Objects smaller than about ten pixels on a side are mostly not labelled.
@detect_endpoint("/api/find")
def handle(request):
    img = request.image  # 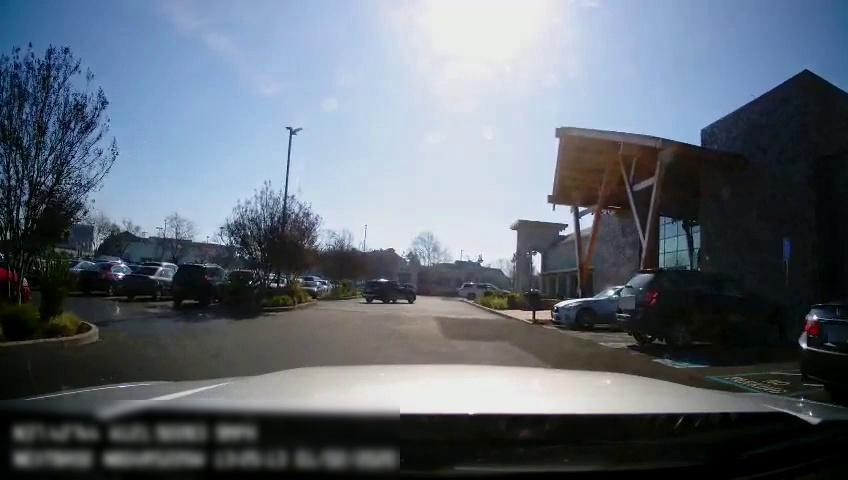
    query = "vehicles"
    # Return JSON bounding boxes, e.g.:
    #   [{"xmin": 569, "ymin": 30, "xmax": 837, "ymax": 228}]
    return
[
  {"xmin": 301, "ymin": 280, "xmax": 323, "ymax": 298},
  {"xmin": 143, "ymin": 262, "xmax": 180, "ymax": 272},
  {"xmin": 172, "ymin": 264, "xmax": 236, "ymax": 307},
  {"xmin": 80, "ymin": 261, "xmax": 139, "ymax": 296},
  {"xmin": 123, "ymin": 266, "xmax": 189, "ymax": 300},
  {"xmin": 314, "ymin": 280, "xmax": 335, "ymax": 292},
  {"xmin": 0, "ymin": 268, "xmax": 35, "ymax": 303},
  {"xmin": 460, "ymin": 280, "xmax": 511, "ymax": 301},
  {"xmin": 795, "ymin": 281, "xmax": 848, "ymax": 386},
  {"xmin": 227, "ymin": 270, "xmax": 264, "ymax": 286},
  {"xmin": 551, "ymin": 286, "xmax": 640, "ymax": 332},
  {"xmin": 364, "ymin": 279, "xmax": 418, "ymax": 305},
  {"xmin": 69, "ymin": 260, "xmax": 106, "ymax": 281},
  {"xmin": 615, "ymin": 269, "xmax": 788, "ymax": 349},
  {"xmin": 268, "ymin": 277, "xmax": 288, "ymax": 289}
]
